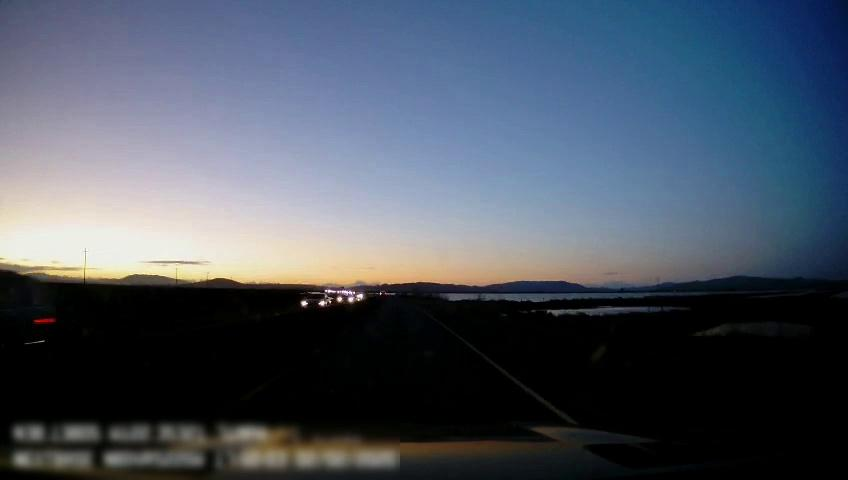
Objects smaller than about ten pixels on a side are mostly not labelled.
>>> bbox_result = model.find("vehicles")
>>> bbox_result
[298,293,332,312]
[333,292,356,305]
[0,269,58,374]
[354,292,365,303]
